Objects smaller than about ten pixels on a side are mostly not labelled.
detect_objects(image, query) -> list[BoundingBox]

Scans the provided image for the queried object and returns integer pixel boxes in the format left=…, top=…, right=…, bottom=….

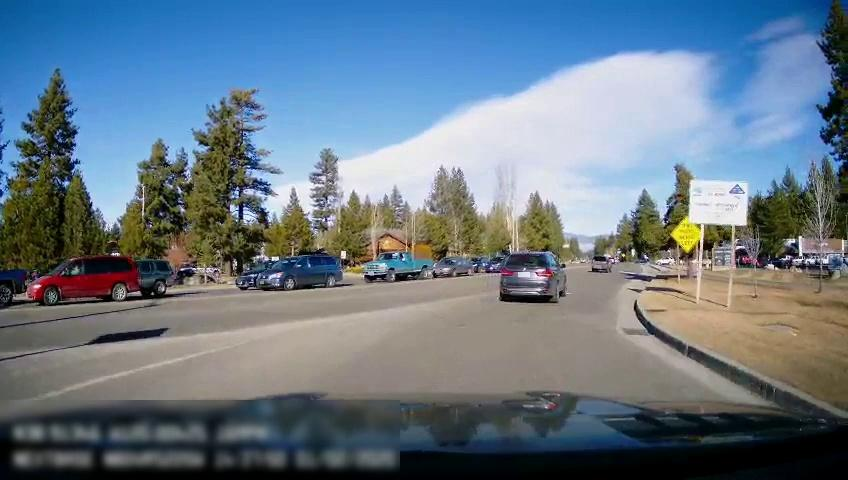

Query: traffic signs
left=689, top=178, right=747, bottom=227
left=669, top=216, right=704, bottom=256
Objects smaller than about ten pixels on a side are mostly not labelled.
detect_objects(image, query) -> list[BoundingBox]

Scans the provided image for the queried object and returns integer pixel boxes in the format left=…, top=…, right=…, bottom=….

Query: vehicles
left=656, top=256, right=675, bottom=265
left=435, top=256, right=472, bottom=277
left=236, top=261, right=274, bottom=290
left=0, top=270, right=27, bottom=307
left=592, top=256, right=612, bottom=272
left=467, top=256, right=489, bottom=273
left=363, top=252, right=434, bottom=284
left=485, top=257, right=508, bottom=273
left=499, top=252, right=568, bottom=305
left=131, top=256, right=173, bottom=297
left=256, top=256, right=344, bottom=291
left=28, top=256, right=140, bottom=306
